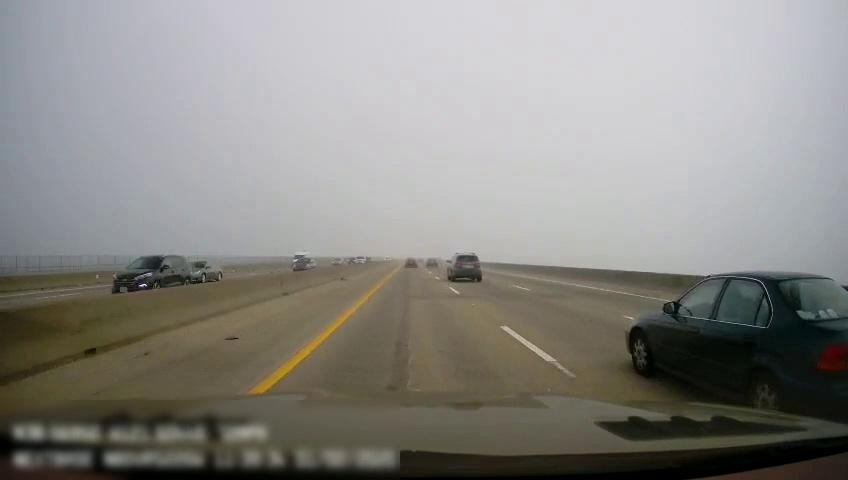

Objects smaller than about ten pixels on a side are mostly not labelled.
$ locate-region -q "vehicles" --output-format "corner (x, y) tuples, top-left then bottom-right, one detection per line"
(291, 251), (315, 267)
(331, 257), (346, 266)
(621, 270), (848, 426)
(185, 260), (225, 284)
(346, 257), (358, 264)
(291, 257), (317, 273)
(425, 257), (439, 268)
(445, 252), (483, 283)
(353, 255), (370, 264)
(110, 254), (194, 296)
(405, 257), (418, 269)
